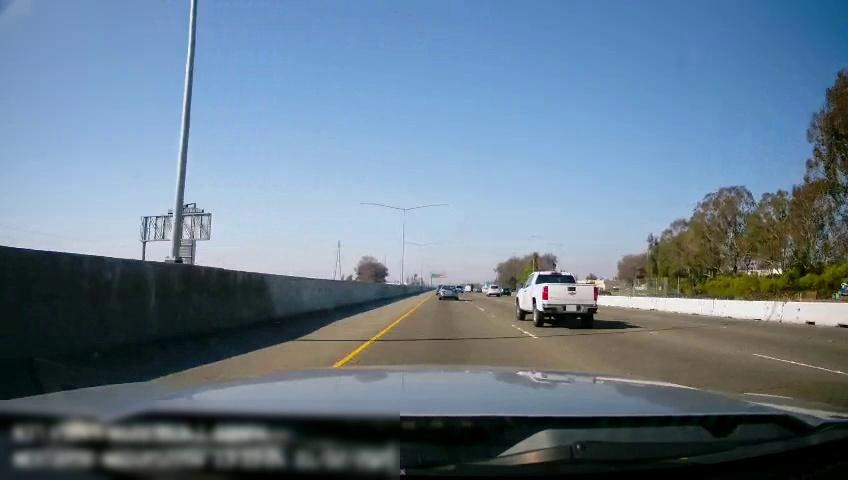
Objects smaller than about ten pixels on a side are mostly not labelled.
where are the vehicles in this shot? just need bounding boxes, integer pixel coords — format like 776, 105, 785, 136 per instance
437, 283, 459, 300
485, 284, 501, 296
516, 271, 600, 330
501, 286, 513, 296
